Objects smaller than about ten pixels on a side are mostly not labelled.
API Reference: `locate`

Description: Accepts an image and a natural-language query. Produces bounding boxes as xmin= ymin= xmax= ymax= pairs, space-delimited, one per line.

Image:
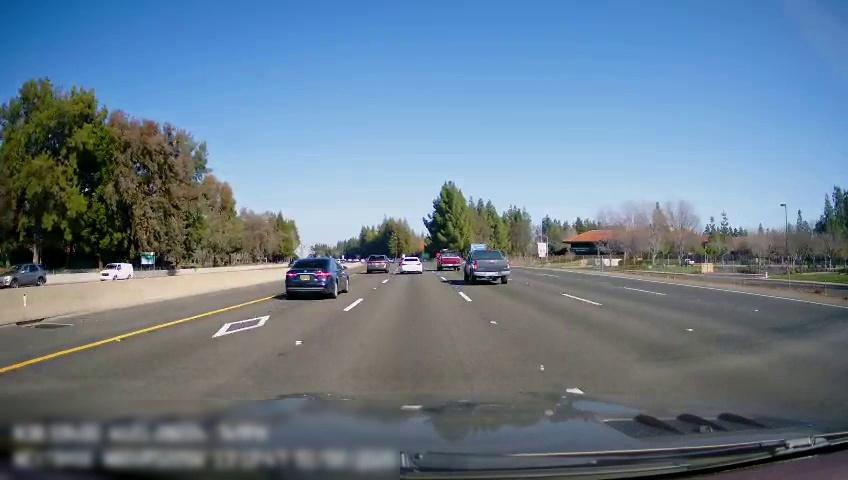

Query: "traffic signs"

xmin=538 ymin=242 xmax=548 ymax=258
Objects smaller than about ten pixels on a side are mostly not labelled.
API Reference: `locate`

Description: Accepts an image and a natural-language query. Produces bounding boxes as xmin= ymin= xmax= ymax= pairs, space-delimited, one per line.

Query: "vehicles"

xmin=435 ymin=248 xmax=462 ymax=272
xmin=679 ymin=257 xmax=695 ymax=267
xmin=399 ymin=256 xmax=423 ymax=275
xmin=366 ymin=254 xmax=390 ymax=274
xmin=285 ymin=257 xmax=351 ymax=301
xmin=463 ymin=248 xmax=512 ymax=285
xmin=0 ymin=262 xmax=47 ymax=289
xmin=98 ymin=262 xmax=134 ymax=281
